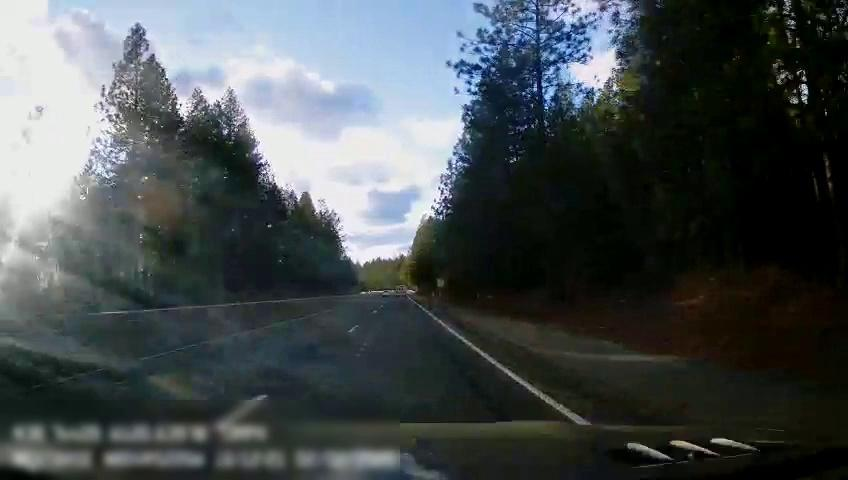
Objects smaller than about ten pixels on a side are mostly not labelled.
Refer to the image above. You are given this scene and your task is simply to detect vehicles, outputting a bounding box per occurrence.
[395,284,407,297]
[381,288,392,298]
